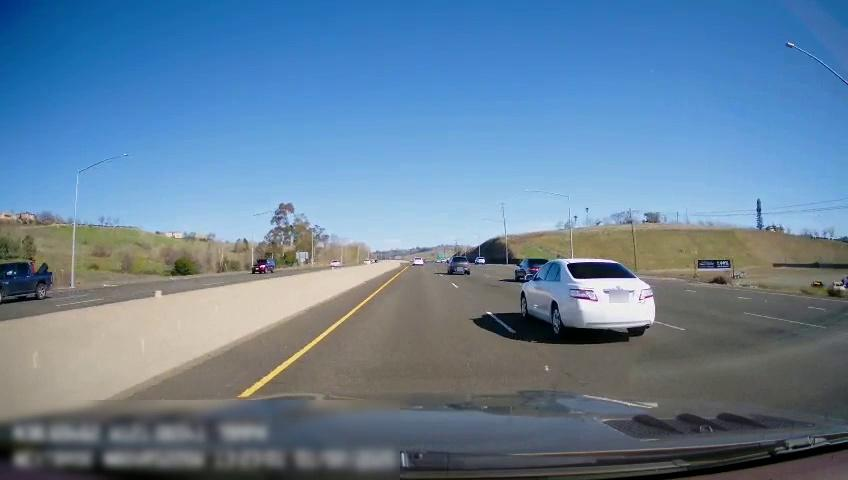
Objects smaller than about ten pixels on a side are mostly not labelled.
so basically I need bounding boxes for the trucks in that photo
[0,260,54,302]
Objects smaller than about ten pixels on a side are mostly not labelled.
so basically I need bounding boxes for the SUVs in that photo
[251,259,276,274]
[412,256,424,266]
[474,255,486,264]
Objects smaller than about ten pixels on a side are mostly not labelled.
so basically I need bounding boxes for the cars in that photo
[448,256,471,275]
[520,258,656,338]
[514,258,551,281]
